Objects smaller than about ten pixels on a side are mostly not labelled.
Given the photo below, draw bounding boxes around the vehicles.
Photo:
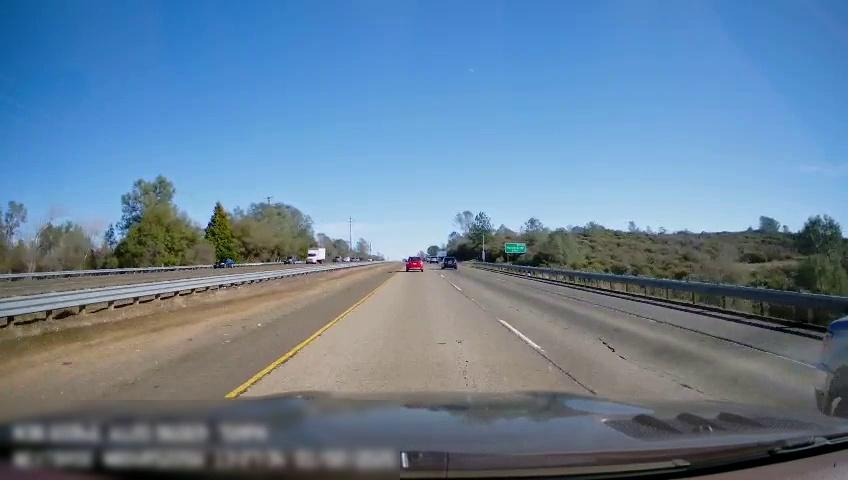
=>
[428,256,439,264]
[284,256,297,265]
[305,247,326,265]
[812,315,848,420]
[213,258,234,269]
[442,256,459,270]
[404,255,425,273]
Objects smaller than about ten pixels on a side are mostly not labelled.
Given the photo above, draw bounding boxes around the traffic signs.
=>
[504,243,529,254]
